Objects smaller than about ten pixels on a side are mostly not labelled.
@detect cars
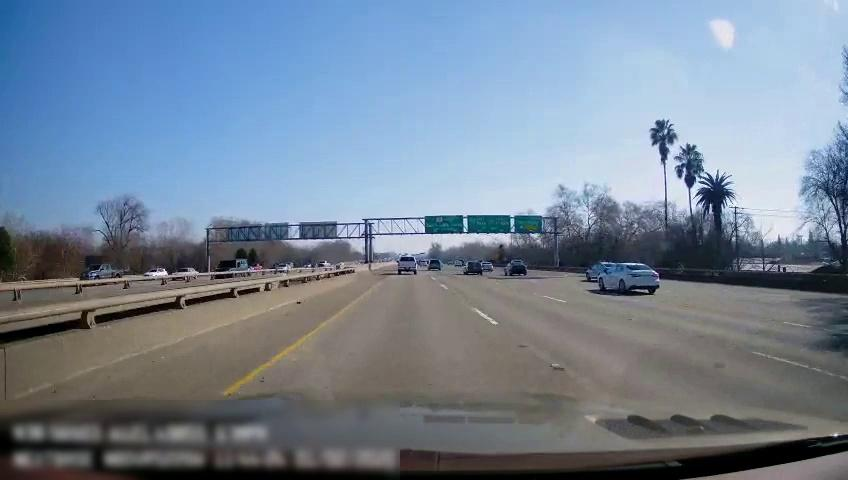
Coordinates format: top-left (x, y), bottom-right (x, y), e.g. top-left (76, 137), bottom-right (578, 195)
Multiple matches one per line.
top-left (584, 261), bottom-right (616, 282)
top-left (170, 267), bottom-right (200, 281)
top-left (597, 261), bottom-right (661, 295)
top-left (463, 260), bottom-right (484, 276)
top-left (275, 263), bottom-right (291, 274)
top-left (143, 268), bottom-right (169, 280)
top-left (503, 260), bottom-right (527, 277)
top-left (478, 261), bottom-right (493, 272)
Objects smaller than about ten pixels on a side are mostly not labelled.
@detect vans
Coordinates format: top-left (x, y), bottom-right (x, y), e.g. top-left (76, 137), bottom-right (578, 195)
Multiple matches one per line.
top-left (427, 258), bottom-right (441, 271)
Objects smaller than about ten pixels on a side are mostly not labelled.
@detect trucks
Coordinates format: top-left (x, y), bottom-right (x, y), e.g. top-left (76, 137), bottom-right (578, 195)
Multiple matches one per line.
top-left (80, 262), bottom-right (125, 285)
top-left (397, 254), bottom-right (417, 275)
top-left (318, 260), bottom-right (331, 268)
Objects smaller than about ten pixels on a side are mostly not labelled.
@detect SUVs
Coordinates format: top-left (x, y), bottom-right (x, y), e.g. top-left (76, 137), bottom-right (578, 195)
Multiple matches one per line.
top-left (214, 258), bottom-right (249, 279)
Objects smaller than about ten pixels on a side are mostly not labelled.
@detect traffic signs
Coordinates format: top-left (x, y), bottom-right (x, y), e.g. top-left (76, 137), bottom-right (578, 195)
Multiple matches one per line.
top-left (467, 214), bottom-right (512, 234)
top-left (424, 214), bottom-right (464, 235)
top-left (225, 224), bottom-right (263, 242)
top-left (264, 222), bottom-right (289, 241)
top-left (298, 220), bottom-right (338, 240)
top-left (514, 215), bottom-right (544, 234)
